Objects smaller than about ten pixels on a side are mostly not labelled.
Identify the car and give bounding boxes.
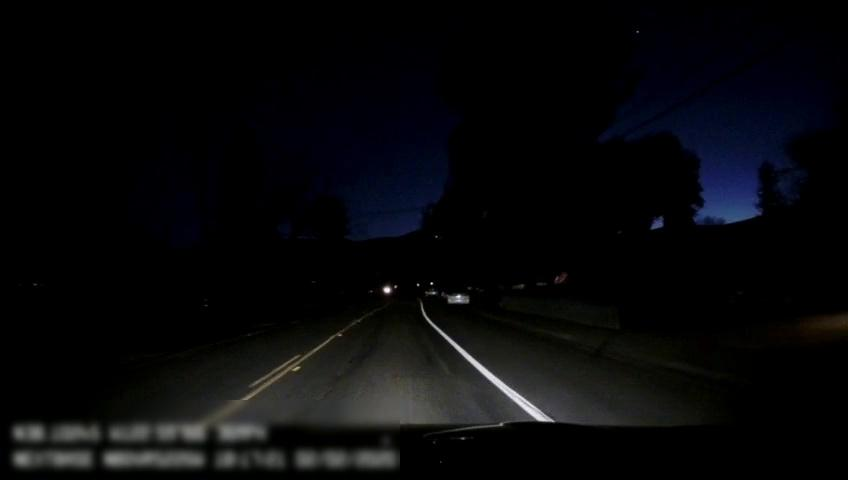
[446,284,471,310]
